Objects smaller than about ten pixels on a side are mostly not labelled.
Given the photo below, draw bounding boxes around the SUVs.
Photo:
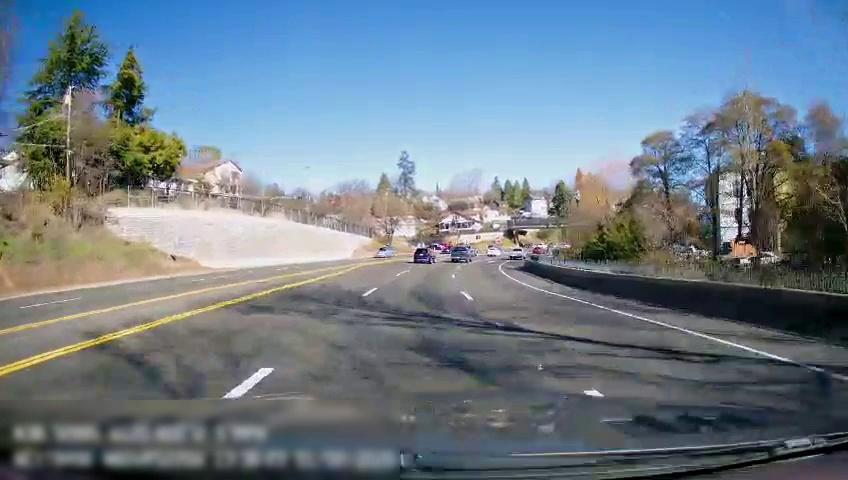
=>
[414,248,433,264]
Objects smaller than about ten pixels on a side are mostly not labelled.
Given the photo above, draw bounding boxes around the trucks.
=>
[510,249,525,260]
[450,245,473,263]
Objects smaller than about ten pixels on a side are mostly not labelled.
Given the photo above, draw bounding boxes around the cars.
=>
[374,248,393,259]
